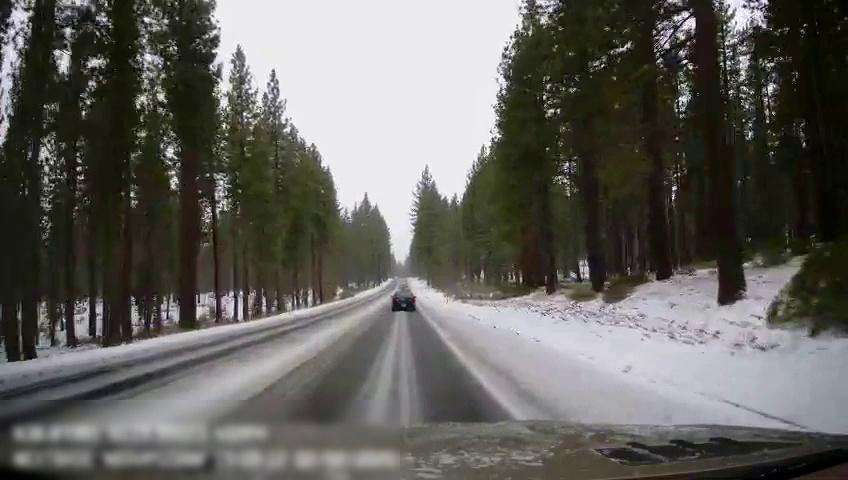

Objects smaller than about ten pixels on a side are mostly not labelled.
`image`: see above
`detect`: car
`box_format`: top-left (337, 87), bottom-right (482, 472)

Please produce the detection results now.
top-left (390, 290), bottom-right (417, 312)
